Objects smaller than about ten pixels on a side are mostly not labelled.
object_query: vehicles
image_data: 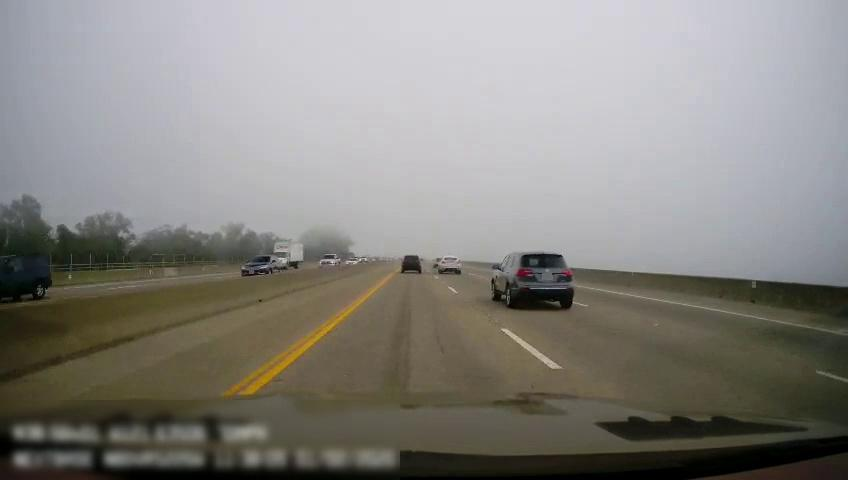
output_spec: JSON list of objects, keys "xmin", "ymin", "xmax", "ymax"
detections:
[
  {"xmin": 436, "ymin": 255, "xmax": 461, "ymax": 274},
  {"xmin": 399, "ymin": 255, "xmax": 424, "ymax": 274},
  {"xmin": 358, "ymin": 256, "xmax": 370, "ymax": 263},
  {"xmin": 0, "ymin": 252, "xmax": 54, "ymax": 301},
  {"xmin": 489, "ymin": 250, "xmax": 576, "ymax": 311},
  {"xmin": 239, "ymin": 254, "xmax": 284, "ymax": 278},
  {"xmin": 345, "ymin": 257, "xmax": 361, "ymax": 265},
  {"xmin": 433, "ymin": 257, "xmax": 444, "ymax": 269},
  {"xmin": 318, "ymin": 253, "xmax": 342, "ymax": 267},
  {"xmin": 273, "ymin": 241, "xmax": 304, "ymax": 270}
]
